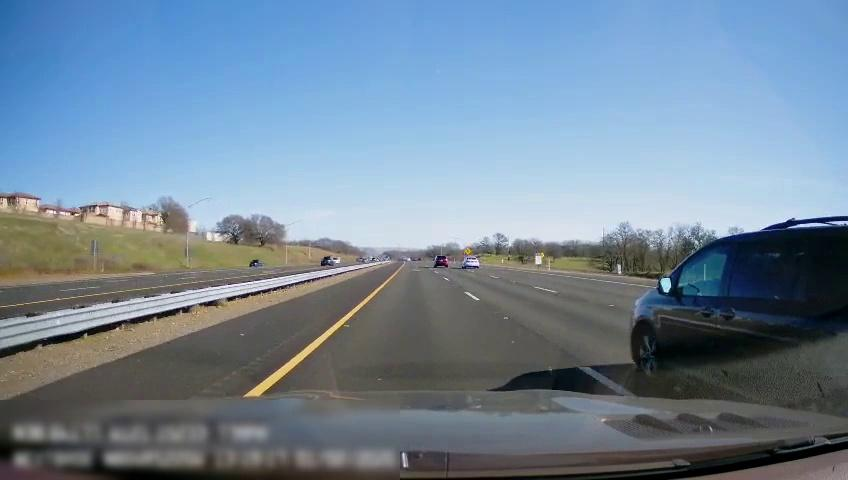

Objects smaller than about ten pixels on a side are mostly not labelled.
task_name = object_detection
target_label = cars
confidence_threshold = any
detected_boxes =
[461,256,480,269]
[249,259,265,268]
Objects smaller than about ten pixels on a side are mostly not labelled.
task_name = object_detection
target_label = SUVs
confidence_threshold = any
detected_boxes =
[320,256,337,267]
[433,255,449,268]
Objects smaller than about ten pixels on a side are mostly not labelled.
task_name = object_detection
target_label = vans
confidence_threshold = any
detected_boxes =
[628,224,848,414]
